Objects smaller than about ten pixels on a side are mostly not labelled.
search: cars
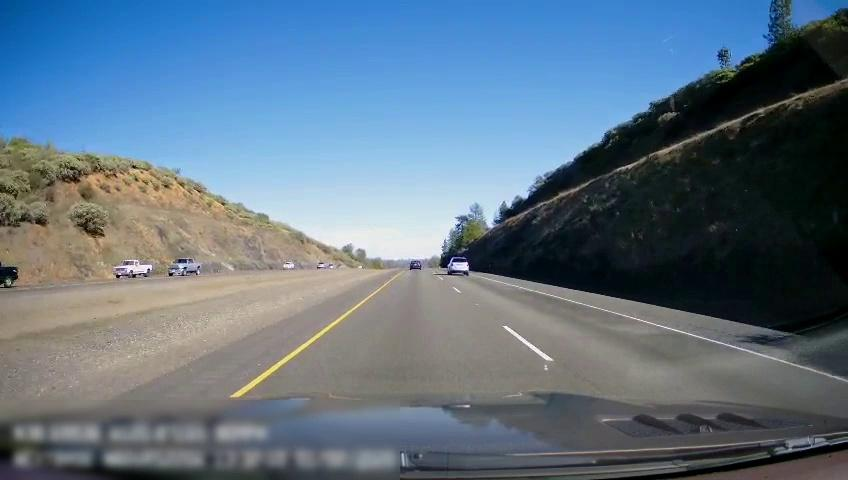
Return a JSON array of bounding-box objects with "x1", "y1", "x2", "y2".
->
[{"x1": 409, "y1": 261, "x2": 421, "y2": 271}]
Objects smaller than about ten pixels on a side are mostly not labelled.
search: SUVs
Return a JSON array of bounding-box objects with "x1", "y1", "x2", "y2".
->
[
  {"x1": 282, "y1": 261, "x2": 295, "y2": 269},
  {"x1": 447, "y1": 257, "x2": 470, "y2": 275}
]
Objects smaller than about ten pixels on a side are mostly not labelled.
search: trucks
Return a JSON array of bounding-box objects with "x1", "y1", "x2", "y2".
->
[
  {"x1": 0, "y1": 260, "x2": 18, "y2": 288},
  {"x1": 167, "y1": 257, "x2": 203, "y2": 276},
  {"x1": 112, "y1": 259, "x2": 153, "y2": 279}
]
